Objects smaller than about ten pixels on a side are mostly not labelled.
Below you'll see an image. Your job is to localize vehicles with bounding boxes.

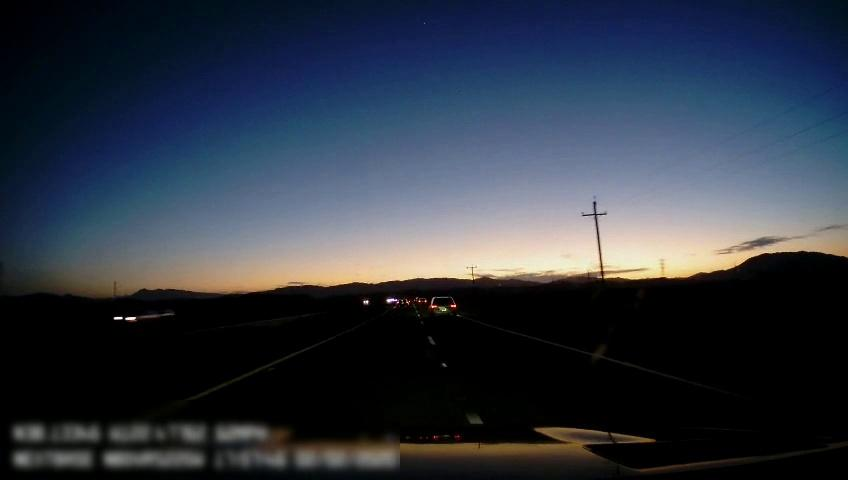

[417,297,428,307]
[396,298,410,309]
[428,296,458,320]
[112,305,177,328]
